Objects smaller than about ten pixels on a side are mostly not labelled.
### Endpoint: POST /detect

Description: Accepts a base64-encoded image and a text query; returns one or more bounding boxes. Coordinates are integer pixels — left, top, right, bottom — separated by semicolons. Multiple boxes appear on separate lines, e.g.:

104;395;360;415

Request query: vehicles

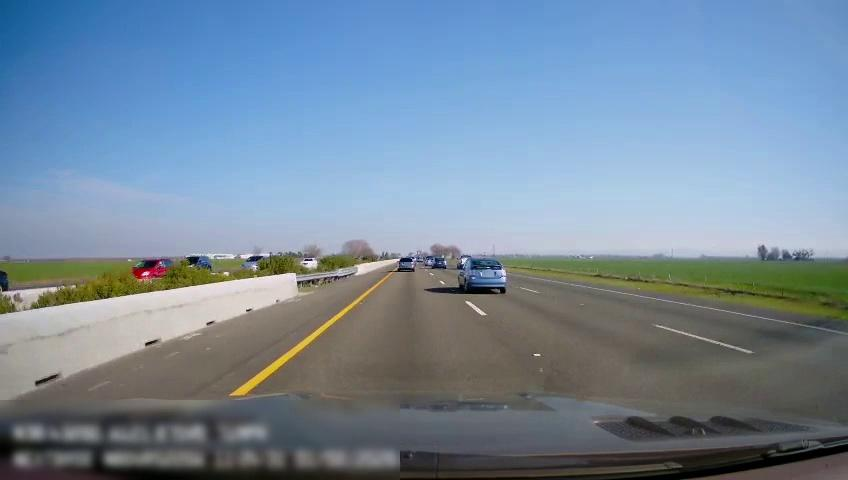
186;255;213;272
129;258;176;282
240;254;265;271
456;254;471;269
299;257;321;269
430;256;448;269
457;257;507;295
397;257;415;273
0;271;9;291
